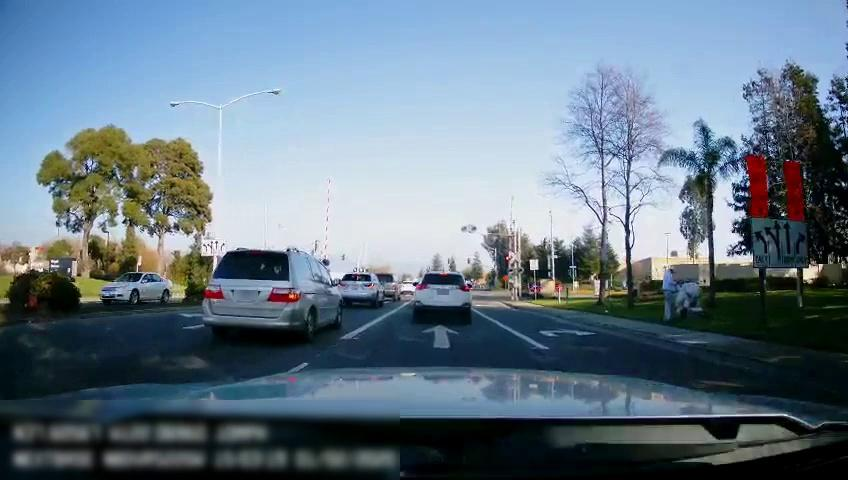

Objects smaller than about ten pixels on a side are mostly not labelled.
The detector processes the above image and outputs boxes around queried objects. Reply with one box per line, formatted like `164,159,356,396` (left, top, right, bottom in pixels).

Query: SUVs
338,272,384,308
399,280,415,295
412,271,474,322
374,272,401,303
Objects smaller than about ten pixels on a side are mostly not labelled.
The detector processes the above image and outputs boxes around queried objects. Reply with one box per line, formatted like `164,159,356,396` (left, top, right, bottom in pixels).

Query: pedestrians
661,267,676,323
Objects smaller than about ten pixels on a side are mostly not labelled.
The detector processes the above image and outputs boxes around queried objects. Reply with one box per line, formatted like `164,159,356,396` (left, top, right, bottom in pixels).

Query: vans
202,246,346,342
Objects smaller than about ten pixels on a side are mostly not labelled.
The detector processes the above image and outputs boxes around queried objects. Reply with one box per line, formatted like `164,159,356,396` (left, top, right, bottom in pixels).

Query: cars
99,271,174,306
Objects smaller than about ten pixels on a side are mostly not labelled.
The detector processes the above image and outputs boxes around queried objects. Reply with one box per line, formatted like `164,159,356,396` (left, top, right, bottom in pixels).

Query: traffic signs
507,250,523,267
529,258,540,271
750,215,810,269
199,239,226,258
